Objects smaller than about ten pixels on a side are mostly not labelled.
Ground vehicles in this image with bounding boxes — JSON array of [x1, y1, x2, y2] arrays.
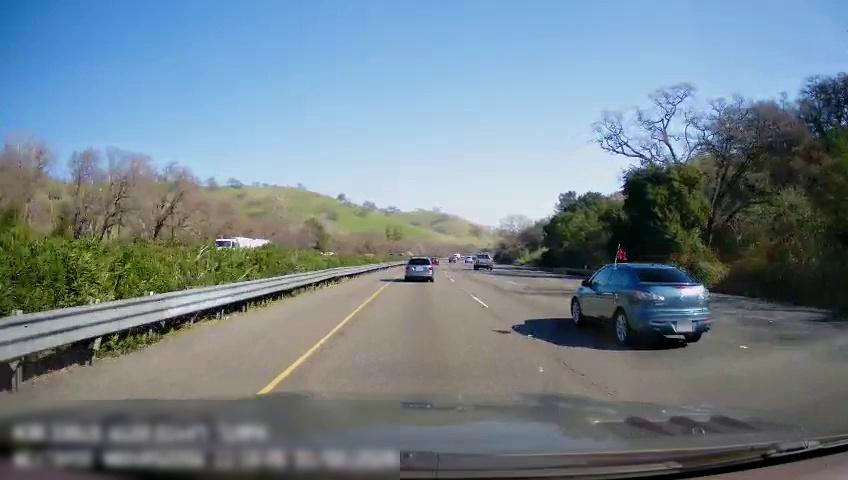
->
[[570, 262, 712, 349], [215, 237, 270, 250], [404, 257, 434, 283], [472, 254, 493, 271], [428, 257, 440, 266]]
